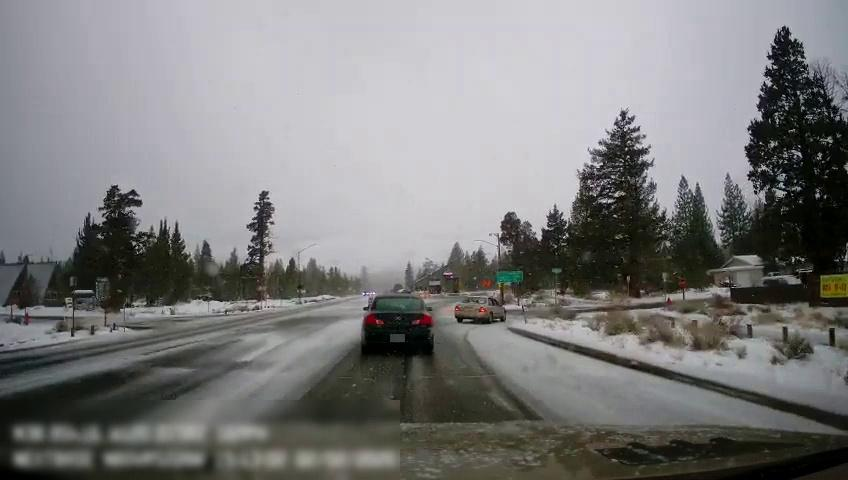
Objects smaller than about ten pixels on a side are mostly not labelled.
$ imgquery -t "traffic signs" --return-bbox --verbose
[496,271,523,283]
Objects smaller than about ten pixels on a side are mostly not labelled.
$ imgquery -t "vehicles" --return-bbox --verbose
[361,294,434,356]
[765,272,794,277]
[760,276,805,288]
[454,296,506,323]
[397,289,411,295]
